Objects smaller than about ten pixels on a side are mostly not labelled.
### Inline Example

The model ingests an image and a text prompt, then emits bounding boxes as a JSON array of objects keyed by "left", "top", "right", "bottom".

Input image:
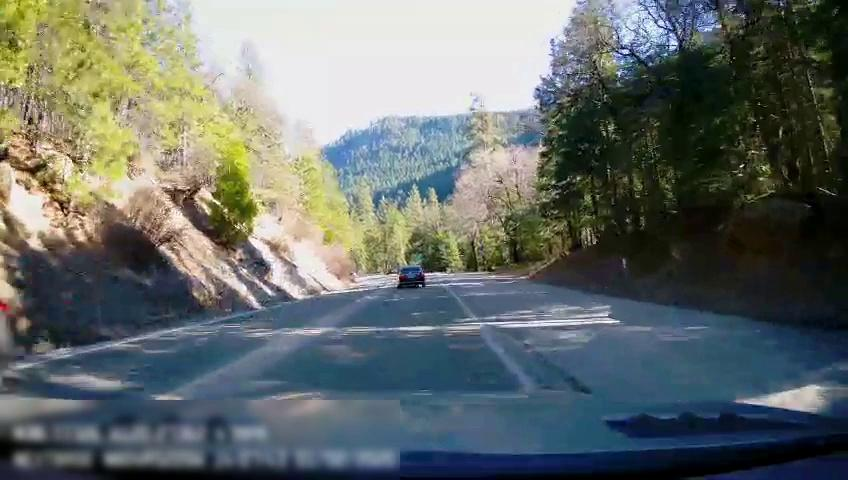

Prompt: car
[{"left": 398, "top": 266, "right": 426, "bottom": 289}]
